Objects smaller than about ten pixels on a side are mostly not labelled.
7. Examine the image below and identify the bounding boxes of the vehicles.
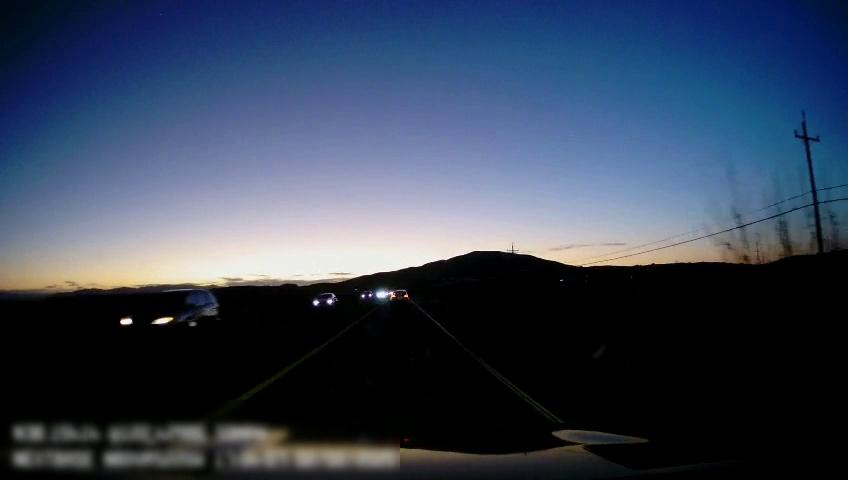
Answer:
[312,292,338,308]
[360,290,374,300]
[119,288,220,333]
[391,289,409,304]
